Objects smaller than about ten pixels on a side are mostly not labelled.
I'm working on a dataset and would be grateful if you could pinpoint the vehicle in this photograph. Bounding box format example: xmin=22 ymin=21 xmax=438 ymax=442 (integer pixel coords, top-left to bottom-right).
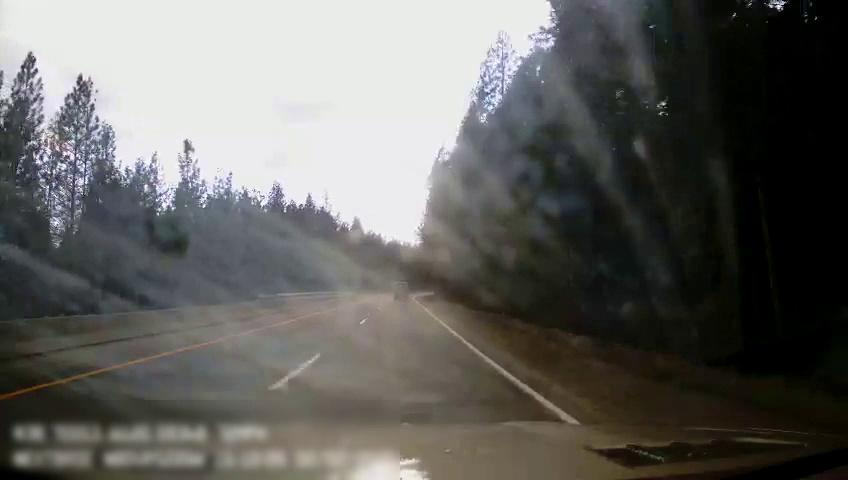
xmin=393 ymin=281 xmax=409 ymax=300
